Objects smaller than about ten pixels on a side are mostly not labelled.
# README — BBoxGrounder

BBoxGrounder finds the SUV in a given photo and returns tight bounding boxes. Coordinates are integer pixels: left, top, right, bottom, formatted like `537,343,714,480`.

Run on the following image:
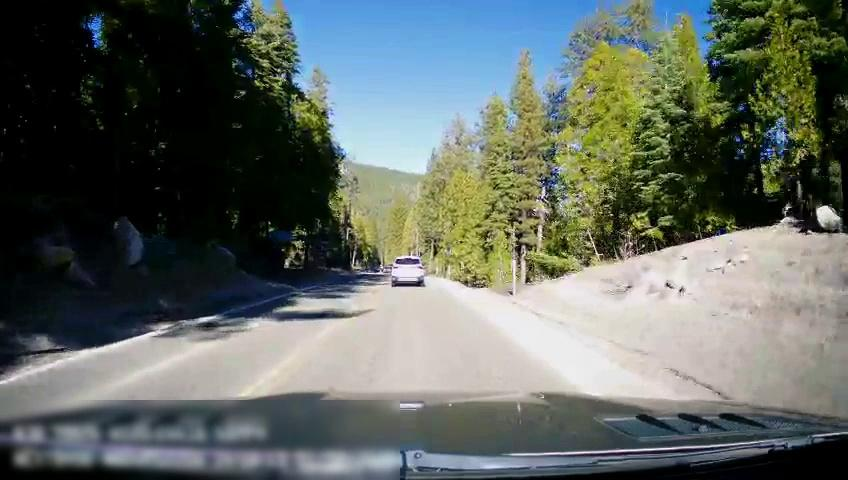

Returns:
391,255,425,287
